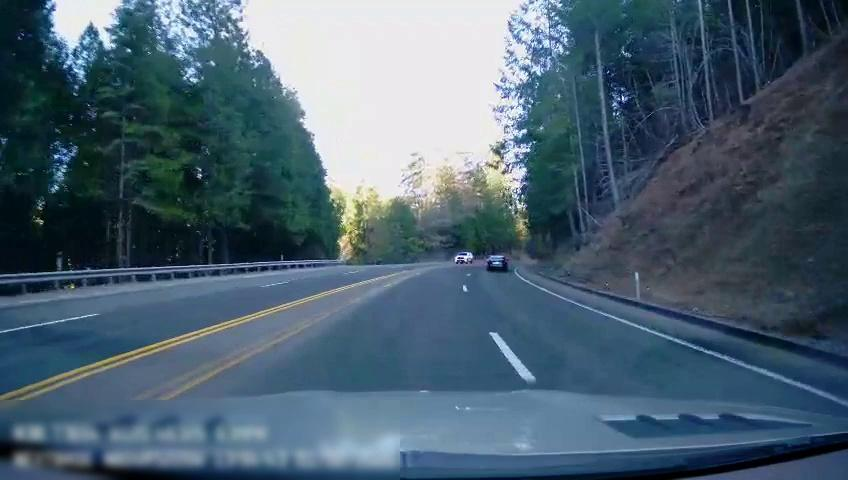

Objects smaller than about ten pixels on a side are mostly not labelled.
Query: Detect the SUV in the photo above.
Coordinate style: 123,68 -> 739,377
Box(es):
454,251 -> 474,264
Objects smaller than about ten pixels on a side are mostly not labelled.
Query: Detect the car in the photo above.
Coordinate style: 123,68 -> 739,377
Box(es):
486,255 -> 506,271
